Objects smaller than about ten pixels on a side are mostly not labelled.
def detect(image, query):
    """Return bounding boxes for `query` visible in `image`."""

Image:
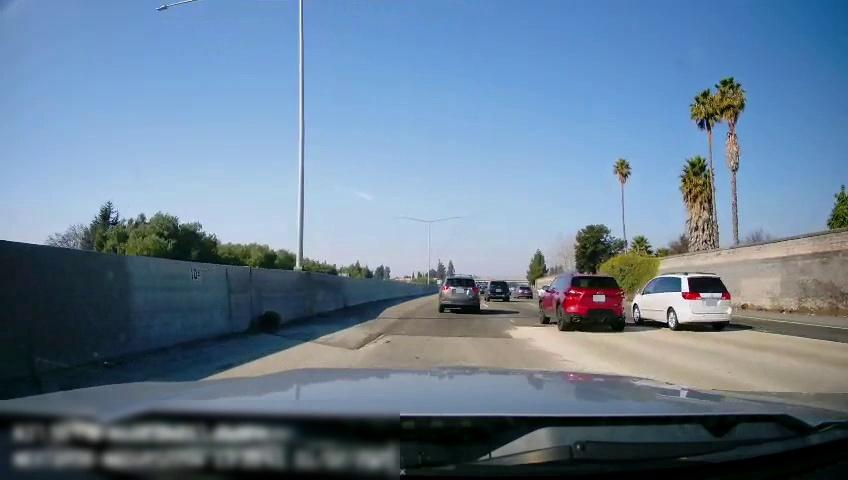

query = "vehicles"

[483,280,510,303]
[538,273,626,332]
[537,284,550,297]
[474,283,485,295]
[438,275,481,314]
[629,271,734,332]
[513,286,534,300]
